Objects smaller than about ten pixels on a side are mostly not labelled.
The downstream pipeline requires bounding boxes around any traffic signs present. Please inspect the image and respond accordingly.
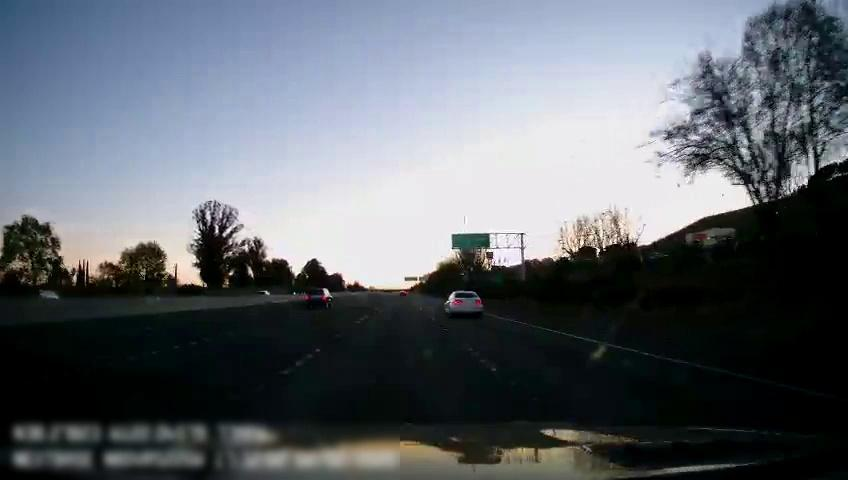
[453,234,490,248]
[405,278,417,281]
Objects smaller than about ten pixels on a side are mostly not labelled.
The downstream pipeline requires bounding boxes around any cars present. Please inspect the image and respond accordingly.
[444,290,484,318]
[26,290,60,301]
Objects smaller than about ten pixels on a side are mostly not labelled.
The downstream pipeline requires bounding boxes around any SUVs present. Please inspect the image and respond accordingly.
[255,290,271,296]
[306,288,333,309]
